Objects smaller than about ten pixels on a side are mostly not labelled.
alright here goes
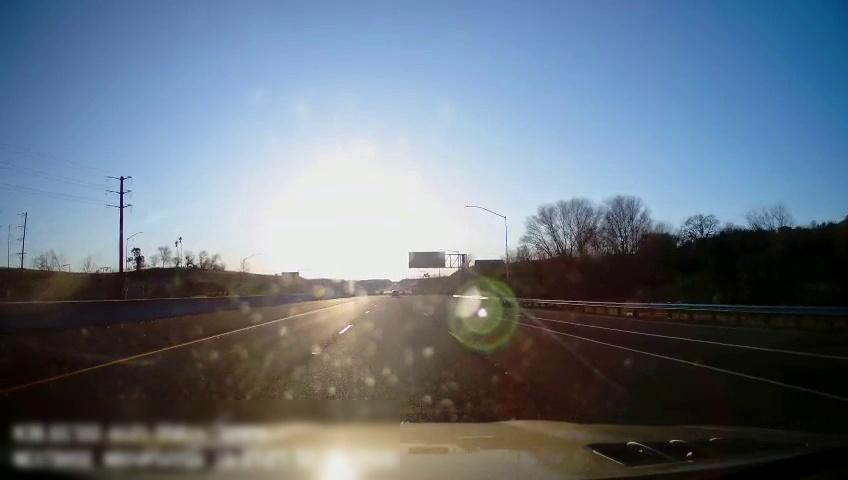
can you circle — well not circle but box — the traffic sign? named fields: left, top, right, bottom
left=408, top=250, right=446, bottom=269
